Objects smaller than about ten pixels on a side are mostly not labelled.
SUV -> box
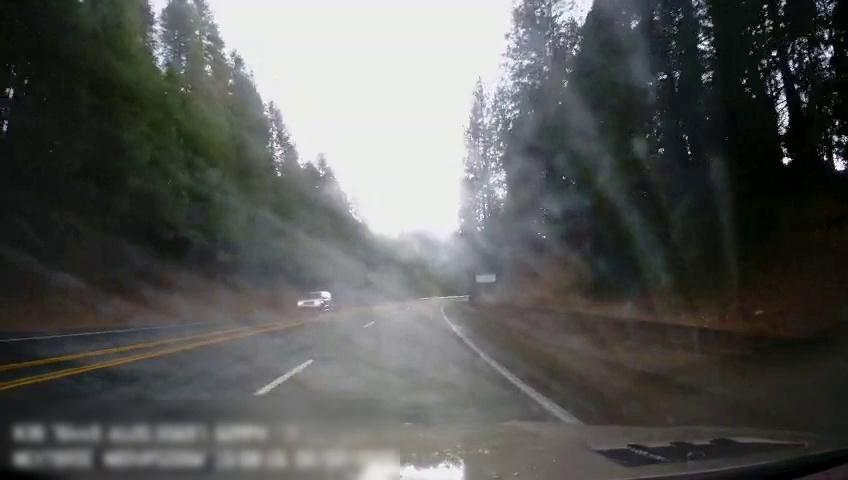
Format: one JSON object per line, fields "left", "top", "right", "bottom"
{"left": 297, "top": 290, "right": 333, "bottom": 313}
